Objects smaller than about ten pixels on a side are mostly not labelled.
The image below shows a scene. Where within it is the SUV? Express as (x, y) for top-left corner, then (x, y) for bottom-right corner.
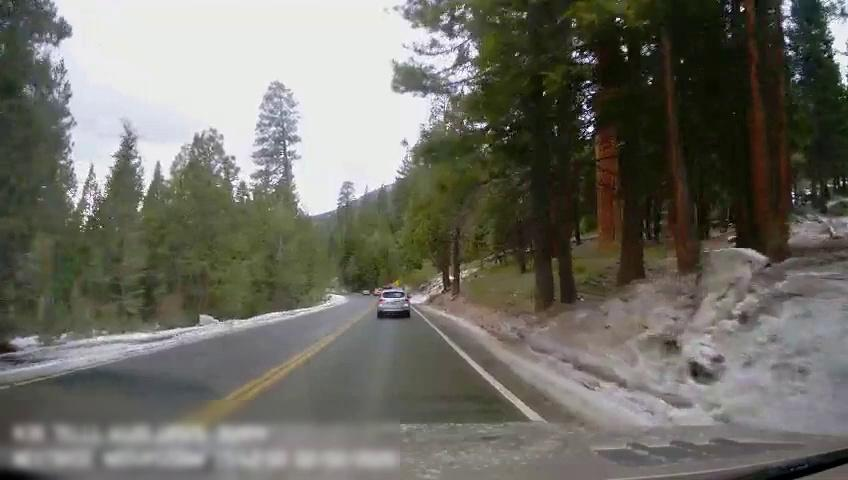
(376, 290), (411, 320)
